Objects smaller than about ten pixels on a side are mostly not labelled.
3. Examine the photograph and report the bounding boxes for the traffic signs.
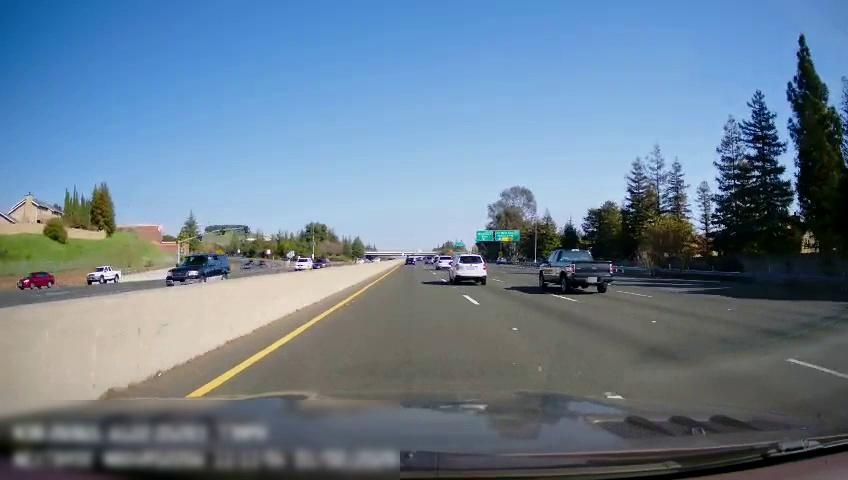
[475,229,494,242]
[495,229,521,242]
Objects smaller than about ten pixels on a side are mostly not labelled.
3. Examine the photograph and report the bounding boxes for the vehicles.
[313,258,329,270]
[424,256,434,265]
[16,271,56,291]
[435,256,453,270]
[86,266,122,286]
[294,257,313,272]
[496,256,509,265]
[448,254,487,285]
[241,263,251,271]
[165,254,231,287]
[403,254,417,266]
[538,248,615,294]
